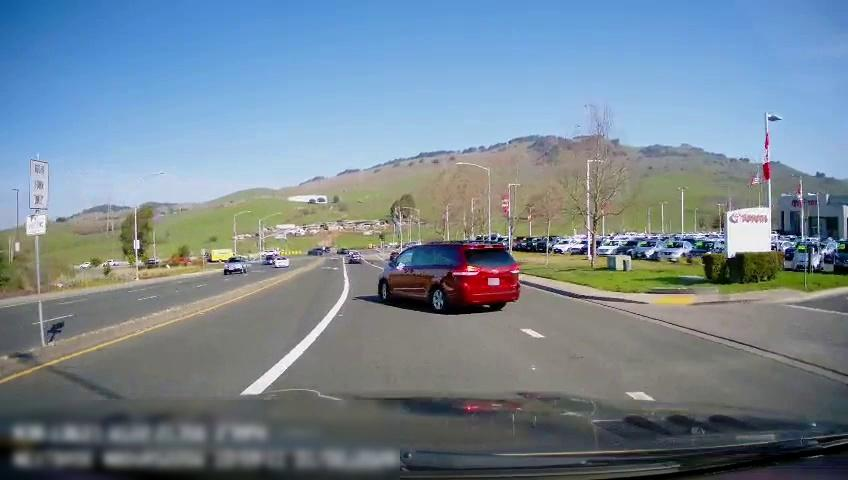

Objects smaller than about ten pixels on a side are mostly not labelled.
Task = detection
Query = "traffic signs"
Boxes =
[25,213,49,236]
[27,158,50,209]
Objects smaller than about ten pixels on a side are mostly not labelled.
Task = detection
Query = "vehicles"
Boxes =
[264,253,276,265]
[376,240,522,313]
[106,259,121,267]
[79,261,92,268]
[208,248,234,263]
[223,256,249,276]
[347,252,362,265]
[274,255,290,268]
[388,251,402,261]
[307,246,330,256]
